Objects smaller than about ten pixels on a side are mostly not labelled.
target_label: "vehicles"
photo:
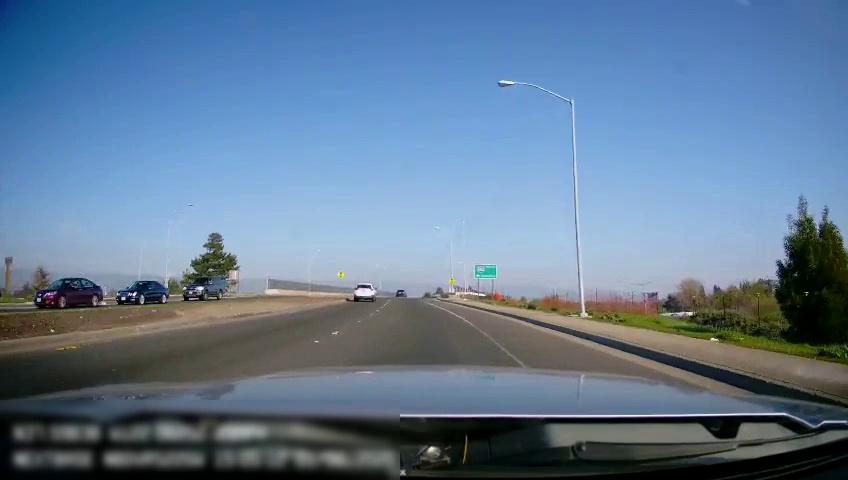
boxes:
[352,282,377,302]
[396,288,407,298]
[182,276,226,302]
[116,280,170,307]
[33,277,104,311]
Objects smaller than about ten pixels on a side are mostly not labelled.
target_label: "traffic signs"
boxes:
[473,264,499,280]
